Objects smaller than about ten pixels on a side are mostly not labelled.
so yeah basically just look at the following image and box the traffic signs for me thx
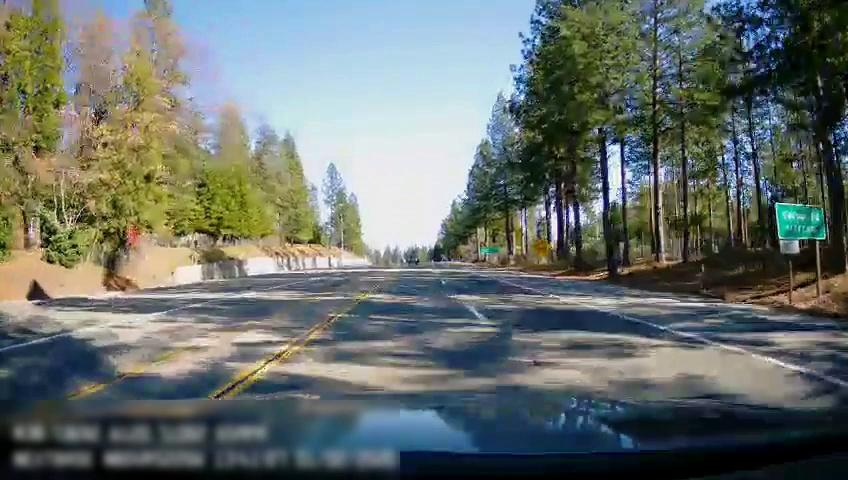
[478,245,498,256]
[774,201,828,242]
[533,238,551,258]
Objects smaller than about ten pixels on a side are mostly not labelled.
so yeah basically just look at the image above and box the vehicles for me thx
[406,254,419,265]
